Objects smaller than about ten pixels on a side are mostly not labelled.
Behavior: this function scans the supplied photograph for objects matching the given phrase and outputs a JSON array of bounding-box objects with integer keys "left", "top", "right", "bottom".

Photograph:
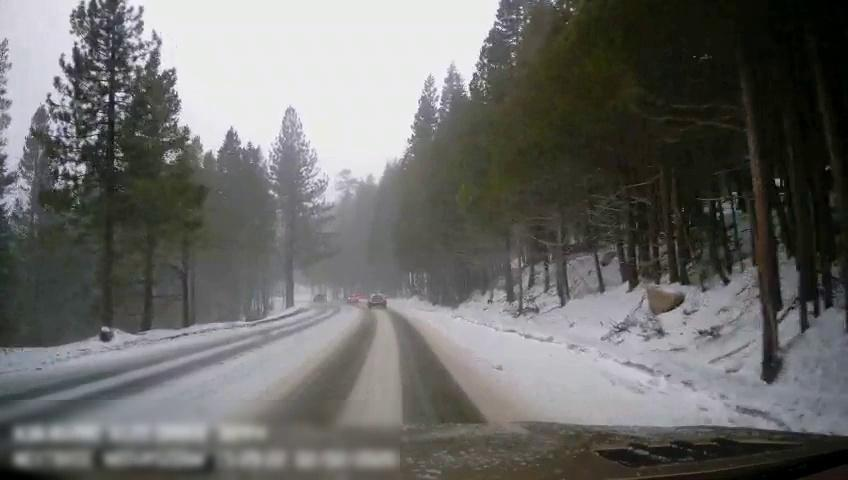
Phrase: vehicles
[
  {"left": 313, "top": 294, "right": 326, "bottom": 302},
  {"left": 368, "top": 294, "right": 387, "bottom": 309},
  {"left": 347, "top": 294, "right": 360, "bottom": 303}
]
